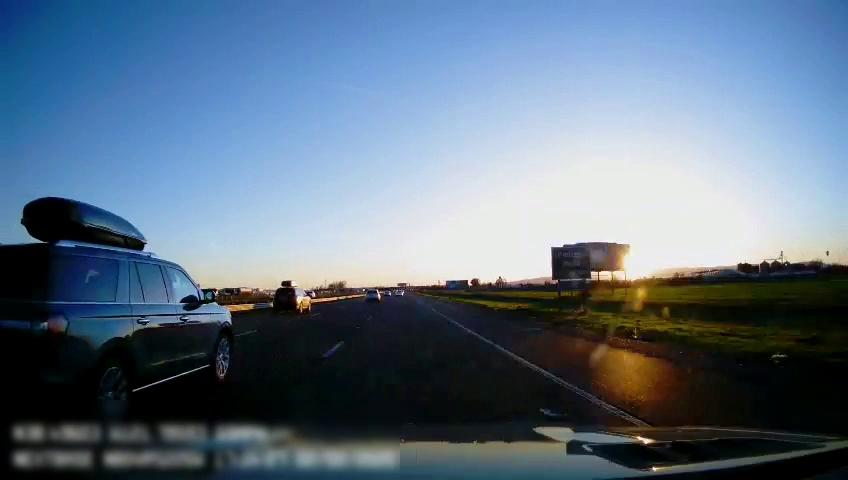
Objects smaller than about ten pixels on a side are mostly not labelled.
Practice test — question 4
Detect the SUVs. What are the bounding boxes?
[0,196,237,435]
[272,280,312,317]
[364,289,381,303]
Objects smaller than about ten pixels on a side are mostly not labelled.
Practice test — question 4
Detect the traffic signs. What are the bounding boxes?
[552,244,593,279]
[578,242,610,271]
[448,281,461,290]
